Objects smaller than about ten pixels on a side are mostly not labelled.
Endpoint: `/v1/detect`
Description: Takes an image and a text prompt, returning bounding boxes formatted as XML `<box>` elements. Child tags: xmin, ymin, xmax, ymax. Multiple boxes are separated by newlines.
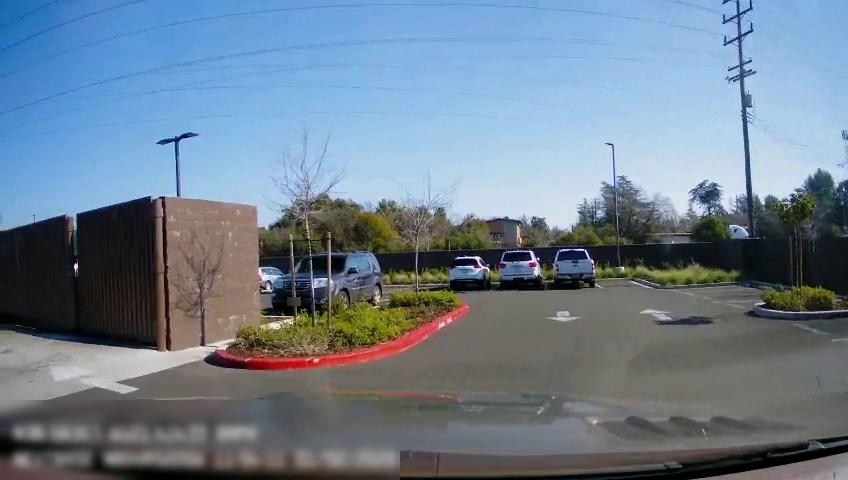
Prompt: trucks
<box><xmin>552</xmin><ymin>248</ymin><xmax>596</xmax><ymax>288</ymax></box>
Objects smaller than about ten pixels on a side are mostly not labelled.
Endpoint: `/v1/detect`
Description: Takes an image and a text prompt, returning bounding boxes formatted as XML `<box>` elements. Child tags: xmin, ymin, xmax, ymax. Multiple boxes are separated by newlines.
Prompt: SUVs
<box><xmin>449</xmin><ymin>256</ymin><xmax>491</xmax><ymax>290</ymax></box>
<box><xmin>271</xmin><ymin>250</ymin><xmax>384</xmax><ymax>316</ymax></box>
<box><xmin>499</xmin><ymin>250</ymin><xmax>543</xmax><ymax>288</ymax></box>
<box><xmin>258</xmin><ymin>266</ymin><xmax>285</xmax><ymax>294</ymax></box>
